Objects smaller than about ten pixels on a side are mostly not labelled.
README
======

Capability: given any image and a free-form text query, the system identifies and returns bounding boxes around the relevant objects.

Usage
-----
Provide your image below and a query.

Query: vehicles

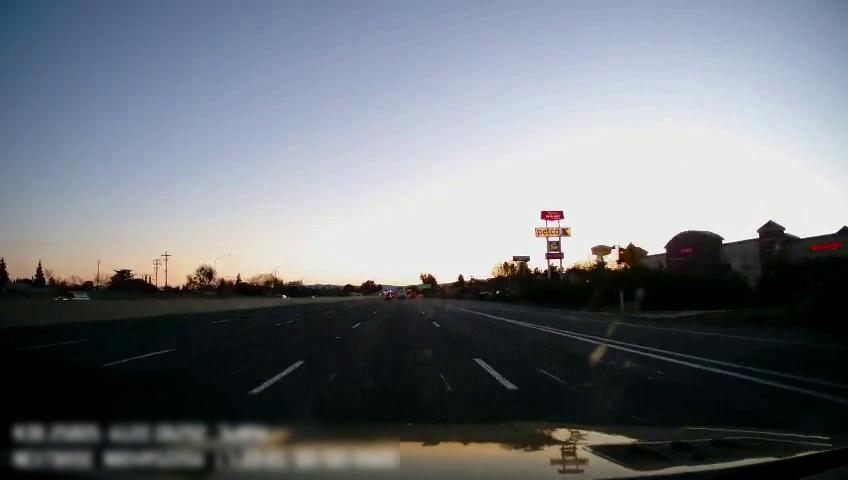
[54,292,89,302]
[275,294,287,299]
